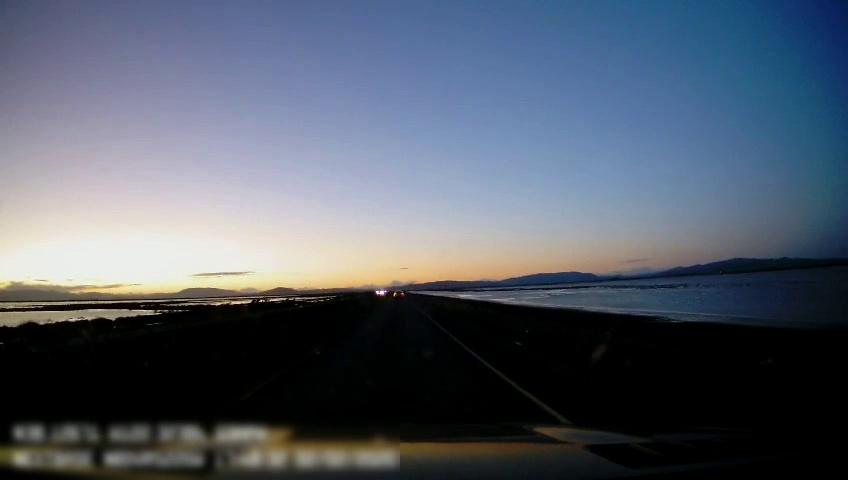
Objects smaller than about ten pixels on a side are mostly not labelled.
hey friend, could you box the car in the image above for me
[393,290,405,299]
